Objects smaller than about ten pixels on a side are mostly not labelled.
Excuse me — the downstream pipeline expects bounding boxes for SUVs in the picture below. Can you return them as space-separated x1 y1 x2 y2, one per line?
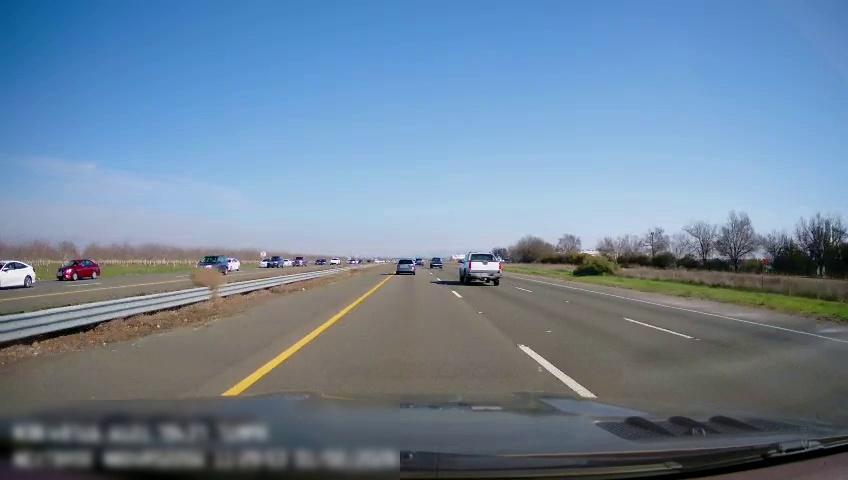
267 256 284 269
396 258 417 275
330 257 342 266
225 257 241 273
192 255 229 276
291 256 308 267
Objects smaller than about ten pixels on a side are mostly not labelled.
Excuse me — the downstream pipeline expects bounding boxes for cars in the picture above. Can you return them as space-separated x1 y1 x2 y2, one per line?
258 259 269 268
283 259 294 267
0 261 36 289
55 258 101 281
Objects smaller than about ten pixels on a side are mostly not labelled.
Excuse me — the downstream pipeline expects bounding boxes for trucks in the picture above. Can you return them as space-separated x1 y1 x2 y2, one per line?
430 258 443 270
458 252 503 286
